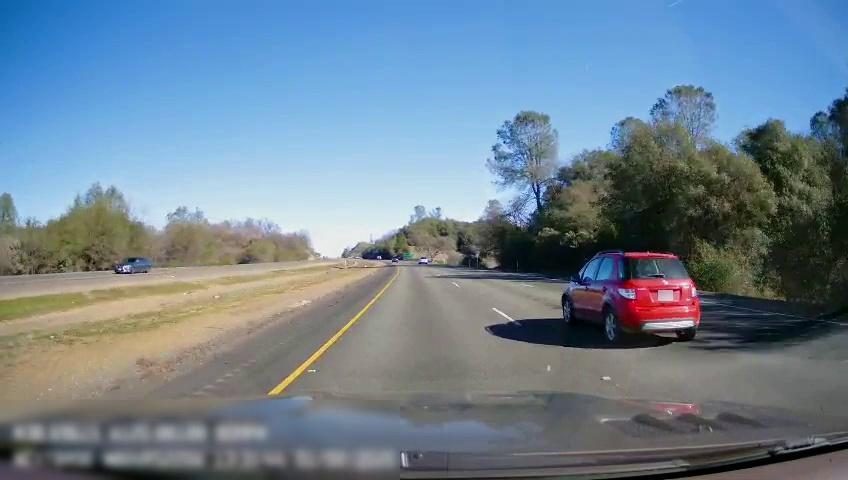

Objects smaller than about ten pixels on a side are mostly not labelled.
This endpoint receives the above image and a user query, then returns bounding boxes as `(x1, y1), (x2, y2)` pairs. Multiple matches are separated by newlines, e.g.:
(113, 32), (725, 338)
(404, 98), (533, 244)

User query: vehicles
(418, 256), (428, 264)
(561, 253), (703, 346)
(115, 256), (153, 274)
